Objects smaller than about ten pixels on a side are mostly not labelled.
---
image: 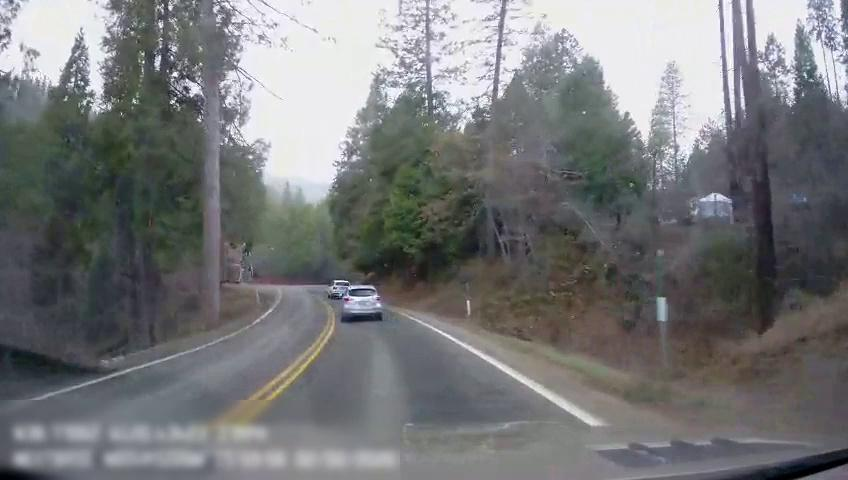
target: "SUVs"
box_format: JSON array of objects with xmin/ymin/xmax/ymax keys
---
[
  {"xmin": 340, "ymin": 285, "xmax": 383, "ymax": 321},
  {"xmin": 327, "ymin": 280, "xmax": 352, "ymax": 299}
]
